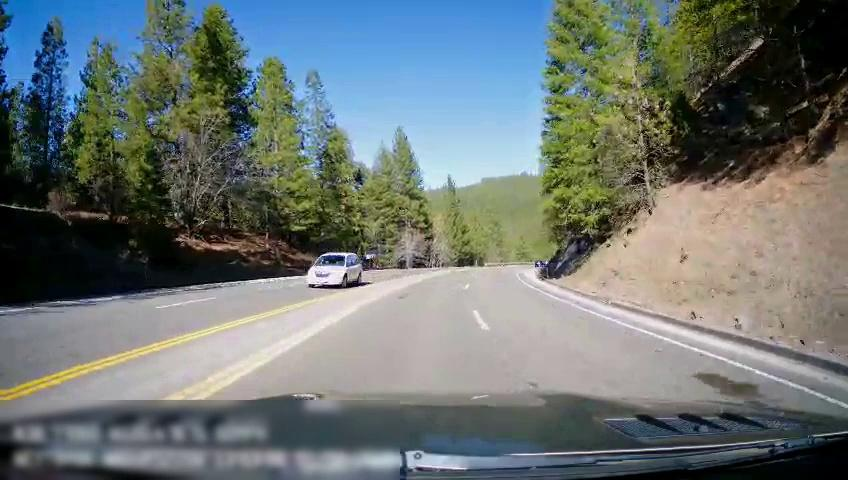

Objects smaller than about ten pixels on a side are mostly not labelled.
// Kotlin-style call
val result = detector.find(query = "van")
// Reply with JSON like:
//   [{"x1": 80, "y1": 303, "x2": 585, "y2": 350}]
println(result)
[{"x1": 306, "y1": 252, "x2": 363, "y2": 290}]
